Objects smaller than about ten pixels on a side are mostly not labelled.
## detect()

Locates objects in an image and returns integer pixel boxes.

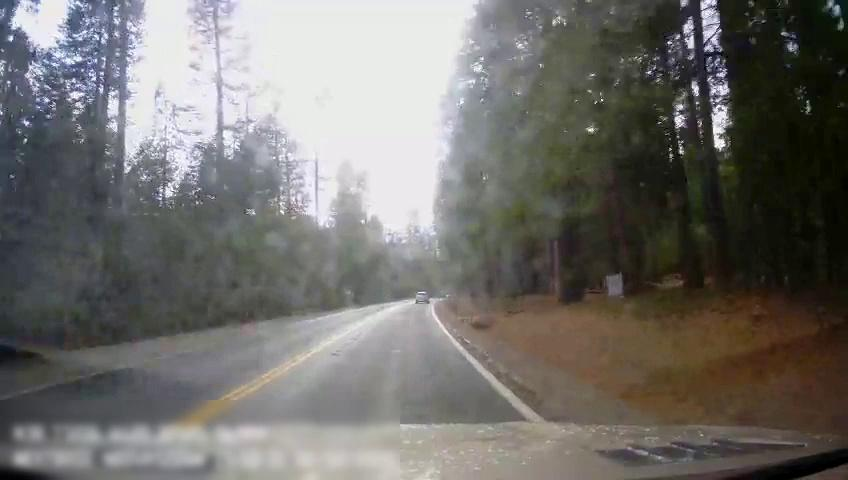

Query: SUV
[415,291,430,305]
